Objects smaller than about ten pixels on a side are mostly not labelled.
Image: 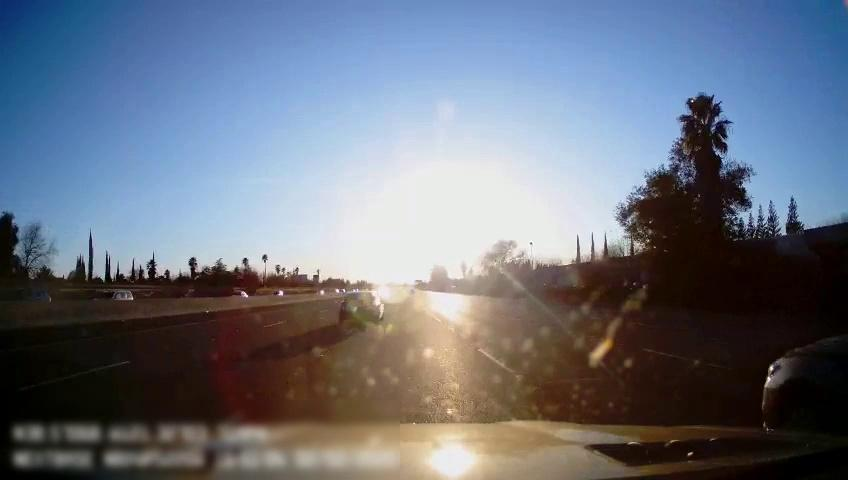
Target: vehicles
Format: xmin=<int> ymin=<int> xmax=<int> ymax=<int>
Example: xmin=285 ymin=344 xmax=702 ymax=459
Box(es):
xmin=21 ymin=292 xmax=52 ymax=302
xmin=231 ymin=290 xmax=249 ymax=298
xmin=89 ymin=290 xmax=134 ymax=301
xmin=338 ymin=290 xmax=385 ymax=328
xmin=760 ymin=334 xmax=848 ymax=439
xmin=273 ymin=290 xmax=284 ymax=297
